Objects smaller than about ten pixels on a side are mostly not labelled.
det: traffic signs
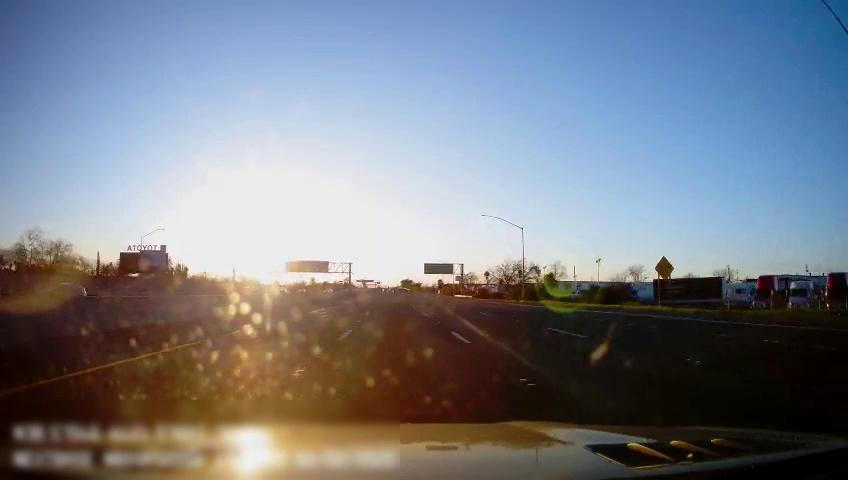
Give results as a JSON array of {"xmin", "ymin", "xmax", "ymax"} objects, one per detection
[
  {"xmin": 424, "ymin": 263, "xmax": 453, "ymax": 274},
  {"xmin": 655, "ymin": 256, "xmax": 674, "ymax": 280}
]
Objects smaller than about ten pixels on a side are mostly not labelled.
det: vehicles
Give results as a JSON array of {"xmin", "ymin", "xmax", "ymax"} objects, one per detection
[{"xmin": 43, "ymin": 284, "xmax": 87, "ymax": 299}]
